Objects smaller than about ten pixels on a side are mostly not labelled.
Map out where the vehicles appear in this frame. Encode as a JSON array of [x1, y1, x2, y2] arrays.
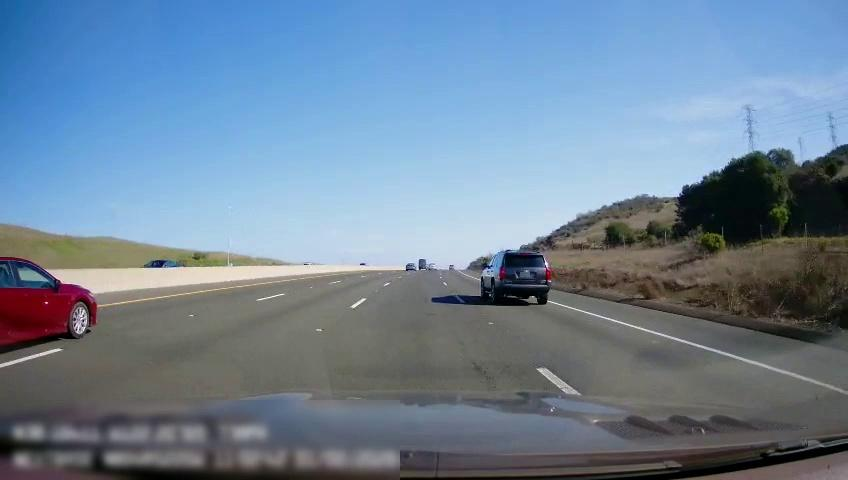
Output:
[[427, 263, 438, 272], [405, 262, 417, 272], [143, 258, 178, 269], [0, 255, 98, 350], [418, 257, 427, 270], [479, 249, 553, 306]]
